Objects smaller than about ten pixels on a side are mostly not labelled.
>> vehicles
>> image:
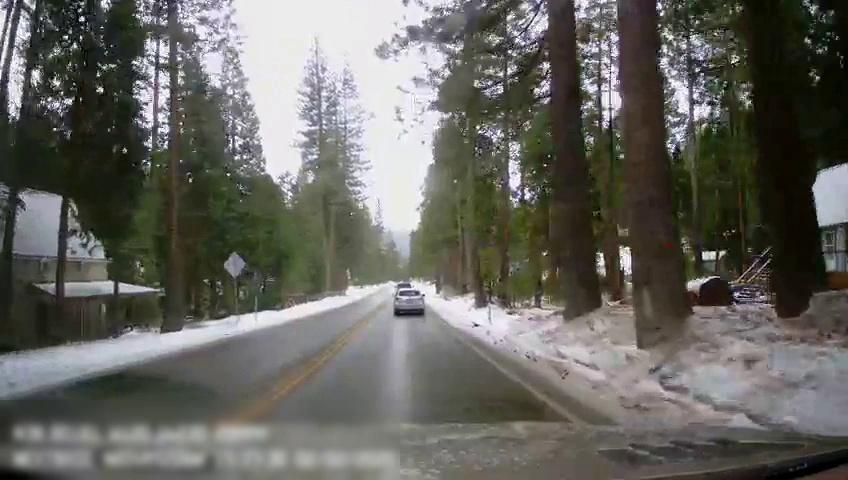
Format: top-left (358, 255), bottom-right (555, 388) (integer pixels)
top-left (391, 287), bottom-right (426, 316)
top-left (395, 282), bottom-right (414, 292)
